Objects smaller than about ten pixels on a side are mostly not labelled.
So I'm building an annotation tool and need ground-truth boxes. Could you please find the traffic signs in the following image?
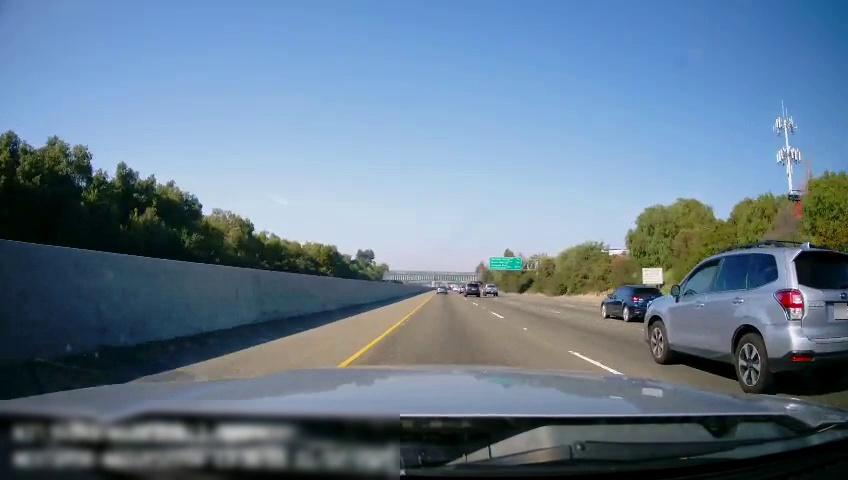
[489,256,524,270]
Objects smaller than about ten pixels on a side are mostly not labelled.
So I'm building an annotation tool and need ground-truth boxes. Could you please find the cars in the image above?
[599,285,666,323]
[436,285,448,295]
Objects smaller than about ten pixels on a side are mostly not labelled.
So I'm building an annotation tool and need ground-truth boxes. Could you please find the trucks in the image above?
[482,284,498,296]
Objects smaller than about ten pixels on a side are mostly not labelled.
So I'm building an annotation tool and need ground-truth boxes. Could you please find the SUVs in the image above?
[643,246,848,395]
[463,283,481,298]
